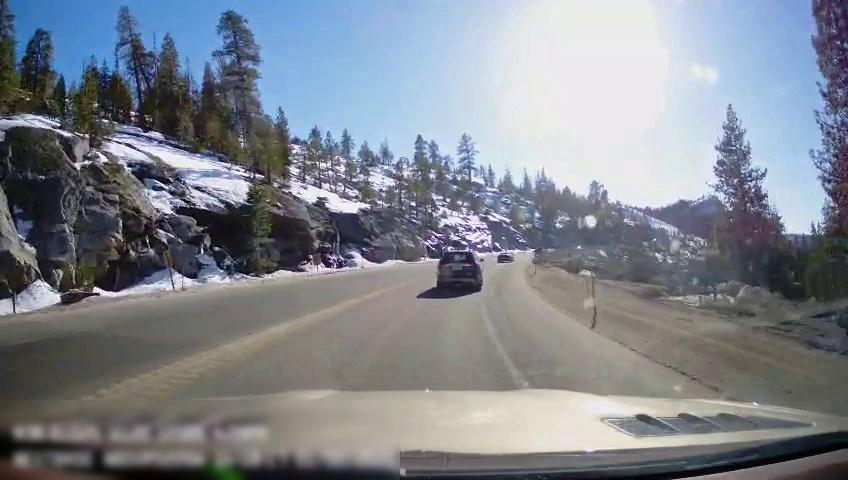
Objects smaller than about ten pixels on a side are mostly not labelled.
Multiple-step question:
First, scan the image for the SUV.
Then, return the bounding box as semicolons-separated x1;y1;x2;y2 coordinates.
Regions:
435;247;487;292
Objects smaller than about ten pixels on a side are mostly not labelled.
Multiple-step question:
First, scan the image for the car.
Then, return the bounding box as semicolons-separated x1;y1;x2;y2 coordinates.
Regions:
496;250;517;265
